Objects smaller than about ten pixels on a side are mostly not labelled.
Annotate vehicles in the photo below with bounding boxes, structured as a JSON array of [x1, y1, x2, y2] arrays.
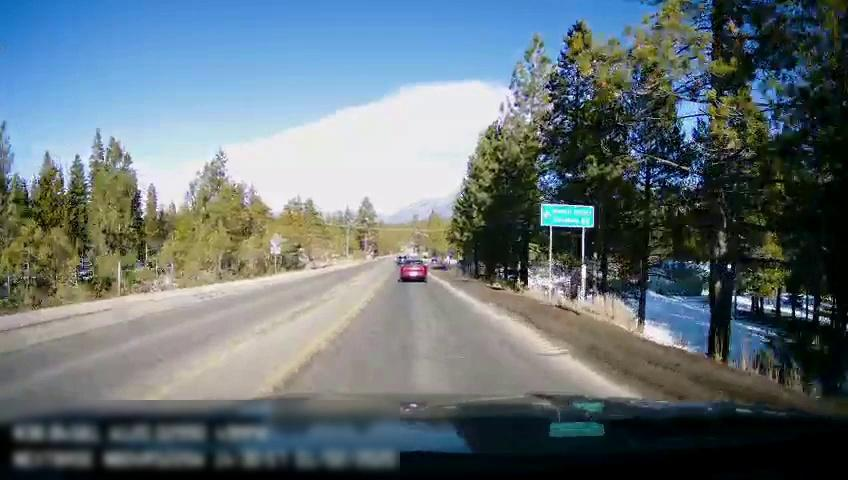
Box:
[[400, 260, 427, 280], [396, 256, 408, 265]]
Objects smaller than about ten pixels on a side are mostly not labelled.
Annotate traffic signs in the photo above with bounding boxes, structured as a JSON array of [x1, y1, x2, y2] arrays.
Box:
[[541, 203, 594, 229]]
